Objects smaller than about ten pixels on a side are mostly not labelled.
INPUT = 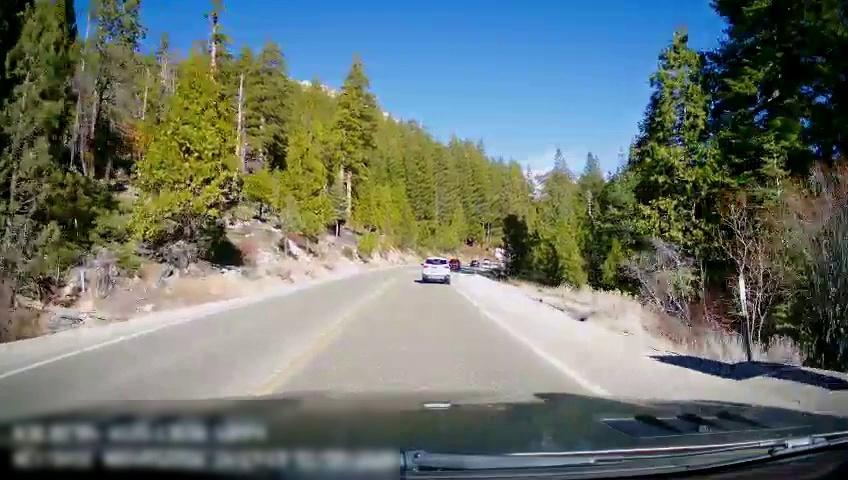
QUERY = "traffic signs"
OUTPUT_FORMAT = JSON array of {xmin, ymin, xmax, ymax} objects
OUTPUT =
[{"xmin": 495, "ymin": 247, "xmax": 505, "ymax": 258}]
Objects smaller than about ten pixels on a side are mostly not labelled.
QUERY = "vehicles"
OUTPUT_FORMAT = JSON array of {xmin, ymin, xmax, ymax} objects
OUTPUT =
[
  {"xmin": 420, "ymin": 256, "xmax": 451, "ymax": 284},
  {"xmin": 447, "ymin": 258, "xmax": 461, "ymax": 272}
]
